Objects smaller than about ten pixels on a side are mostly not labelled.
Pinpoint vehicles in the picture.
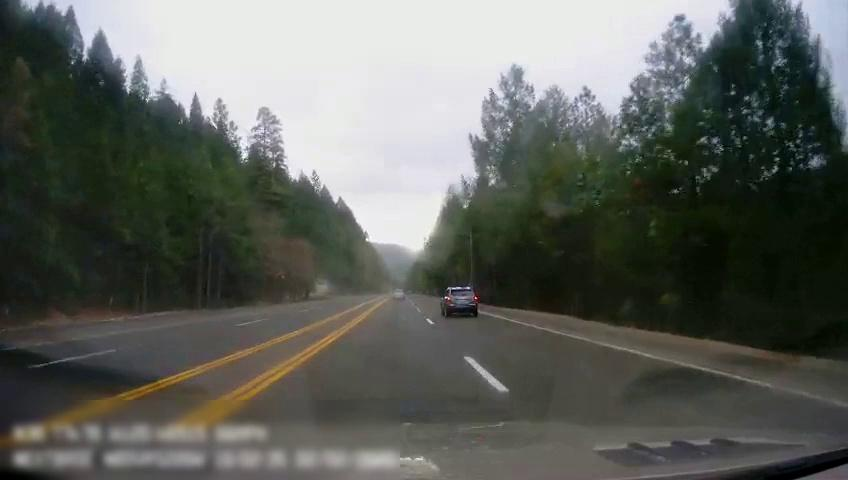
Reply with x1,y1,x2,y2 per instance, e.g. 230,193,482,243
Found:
439,286,480,319
391,288,406,300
